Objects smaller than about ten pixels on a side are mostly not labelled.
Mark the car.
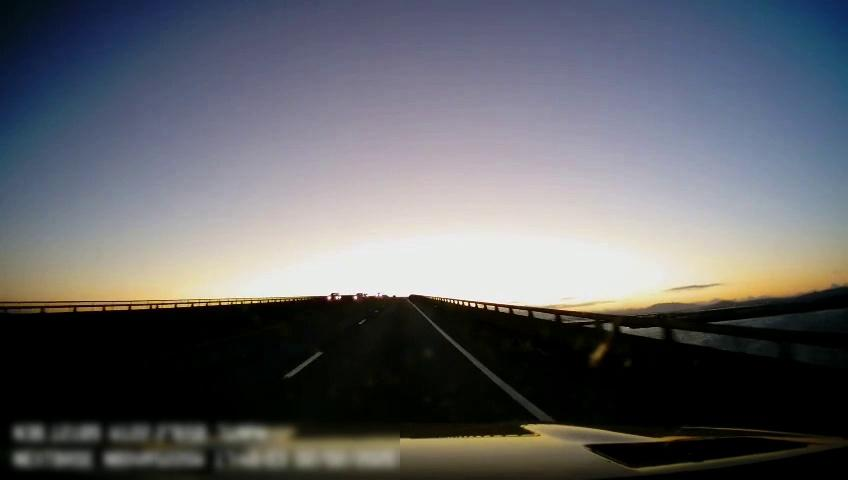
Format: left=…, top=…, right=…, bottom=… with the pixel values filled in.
left=326, top=292, right=343, bottom=303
